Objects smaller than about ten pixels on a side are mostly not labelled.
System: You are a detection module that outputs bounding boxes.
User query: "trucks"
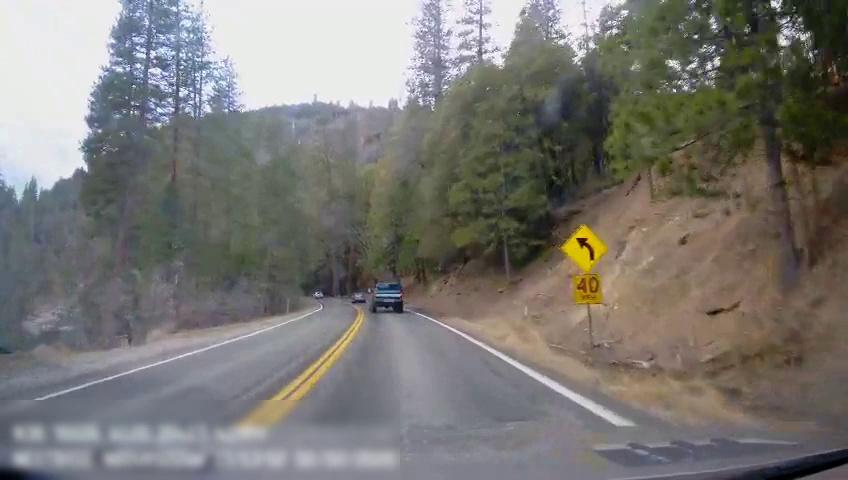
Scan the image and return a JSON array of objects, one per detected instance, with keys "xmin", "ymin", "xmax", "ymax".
[{"xmin": 371, "ymin": 283, "xmax": 404, "ymax": 314}]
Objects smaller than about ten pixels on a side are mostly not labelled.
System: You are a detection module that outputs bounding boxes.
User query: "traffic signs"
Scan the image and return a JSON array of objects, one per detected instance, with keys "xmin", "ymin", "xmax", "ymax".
[
  {"xmin": 573, "ymin": 274, "xmax": 605, "ymax": 305},
  {"xmin": 560, "ymin": 222, "xmax": 610, "ymax": 273}
]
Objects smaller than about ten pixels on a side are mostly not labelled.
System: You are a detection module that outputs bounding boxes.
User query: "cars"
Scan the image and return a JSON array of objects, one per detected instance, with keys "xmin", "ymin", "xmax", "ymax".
[{"xmin": 351, "ymin": 292, "xmax": 366, "ymax": 303}]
